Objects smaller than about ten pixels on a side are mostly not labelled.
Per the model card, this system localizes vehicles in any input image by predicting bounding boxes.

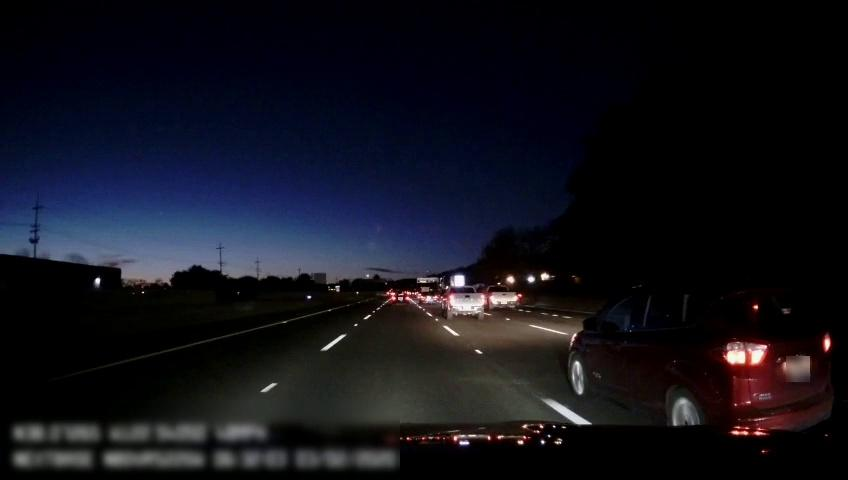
[441,285,484,321]
[391,291,411,305]
[327,284,340,293]
[564,275,838,434]
[418,291,439,306]
[483,284,518,313]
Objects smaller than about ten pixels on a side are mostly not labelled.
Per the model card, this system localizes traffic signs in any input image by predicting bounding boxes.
[416,277,427,283]
[426,277,437,283]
